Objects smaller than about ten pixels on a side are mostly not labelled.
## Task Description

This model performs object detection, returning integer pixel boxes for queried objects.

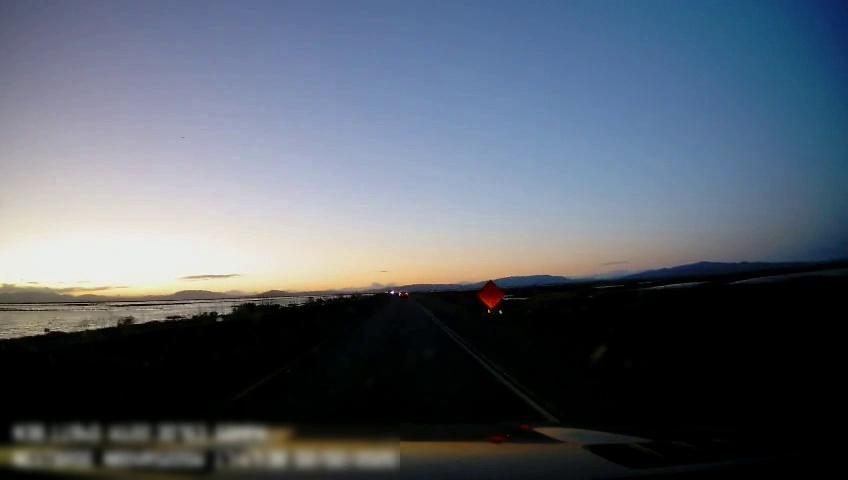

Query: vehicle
[398,291,409,299]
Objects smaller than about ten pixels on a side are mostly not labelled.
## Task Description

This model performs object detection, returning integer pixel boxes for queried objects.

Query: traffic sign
[477,279,505,311]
